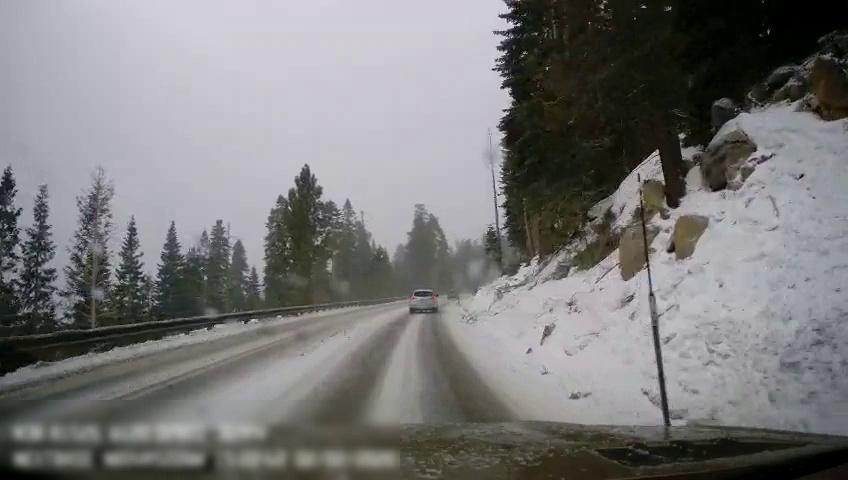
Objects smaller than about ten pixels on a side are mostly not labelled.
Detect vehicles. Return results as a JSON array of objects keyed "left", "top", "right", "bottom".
[
  {"left": 447, "top": 289, "right": 461, "bottom": 299},
  {"left": 407, "top": 289, "right": 438, "bottom": 313}
]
